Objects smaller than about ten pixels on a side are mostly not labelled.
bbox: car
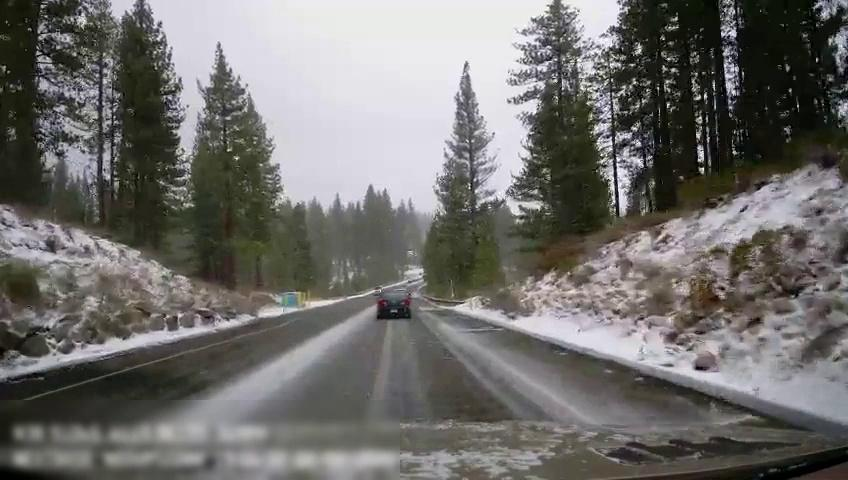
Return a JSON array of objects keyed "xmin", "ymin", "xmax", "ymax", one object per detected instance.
[{"xmin": 375, "ymin": 290, "xmax": 411, "ymax": 320}]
